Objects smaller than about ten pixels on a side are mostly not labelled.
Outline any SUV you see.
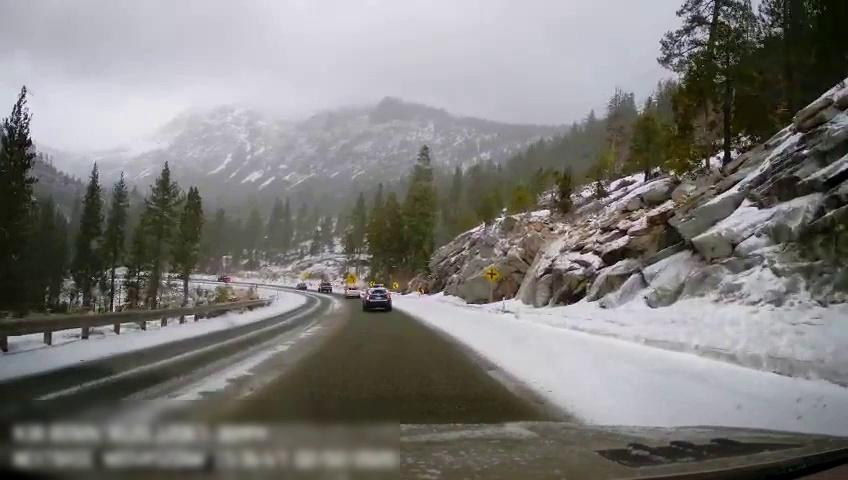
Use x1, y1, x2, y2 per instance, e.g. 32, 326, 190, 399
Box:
362, 286, 392, 312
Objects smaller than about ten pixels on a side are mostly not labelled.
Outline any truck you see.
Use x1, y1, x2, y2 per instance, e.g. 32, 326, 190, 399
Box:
318, 281, 332, 293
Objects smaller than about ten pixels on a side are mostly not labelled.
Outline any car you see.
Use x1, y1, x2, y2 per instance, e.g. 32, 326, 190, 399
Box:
344, 286, 361, 300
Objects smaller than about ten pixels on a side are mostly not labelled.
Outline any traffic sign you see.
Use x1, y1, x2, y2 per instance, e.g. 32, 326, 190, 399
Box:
482, 265, 503, 285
